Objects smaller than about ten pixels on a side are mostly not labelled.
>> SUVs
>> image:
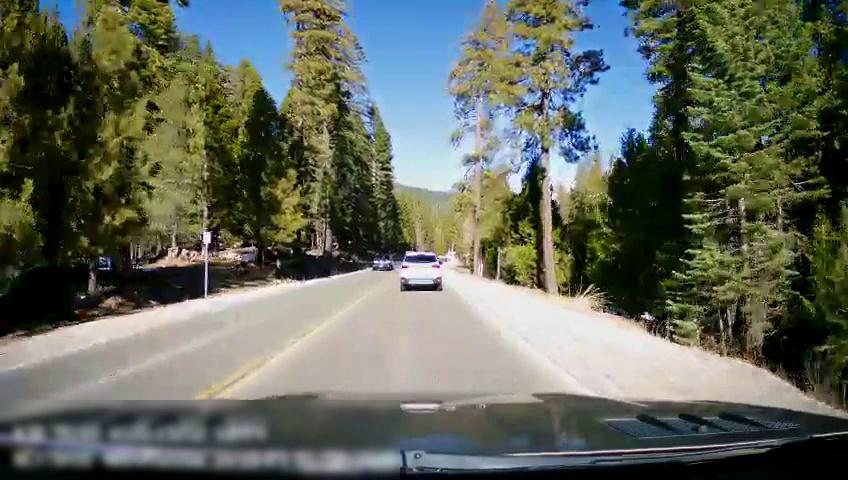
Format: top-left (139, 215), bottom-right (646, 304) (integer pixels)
top-left (399, 251), bottom-right (444, 292)
top-left (371, 255), bottom-right (394, 272)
